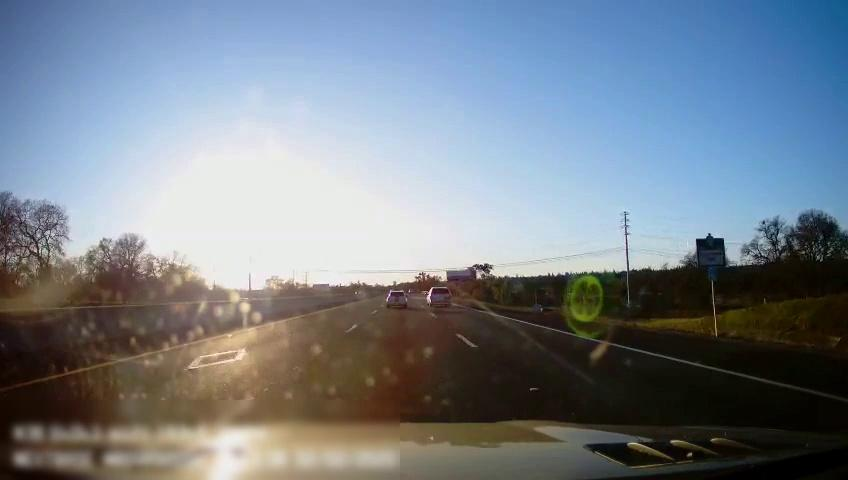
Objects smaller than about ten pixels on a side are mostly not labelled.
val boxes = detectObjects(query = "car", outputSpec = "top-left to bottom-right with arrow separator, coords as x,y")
386,290 -> 409,309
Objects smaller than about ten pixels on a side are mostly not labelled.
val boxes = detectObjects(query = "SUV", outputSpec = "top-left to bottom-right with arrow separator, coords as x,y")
425,286 -> 453,308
